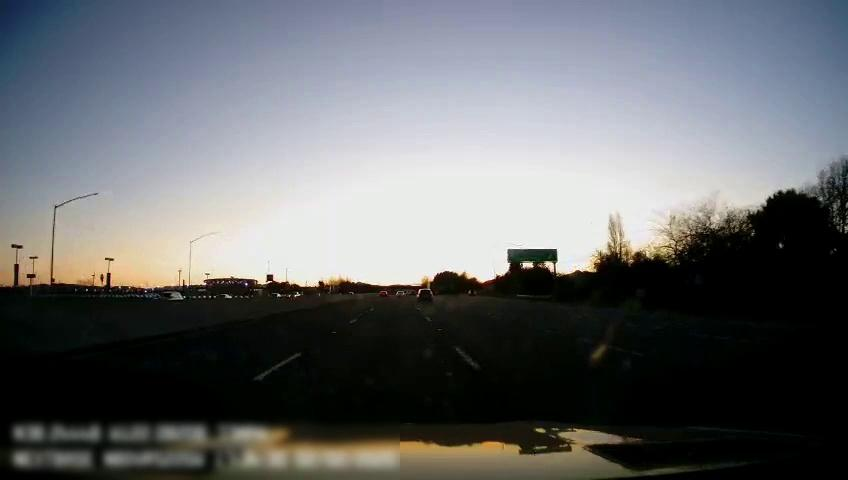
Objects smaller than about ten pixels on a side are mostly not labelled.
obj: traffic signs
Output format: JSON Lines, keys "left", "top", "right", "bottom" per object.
{"left": 508, "top": 248, "right": 558, "bottom": 263}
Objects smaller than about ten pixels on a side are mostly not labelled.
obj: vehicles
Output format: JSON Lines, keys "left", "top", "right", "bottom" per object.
{"left": 427, "top": 284, "right": 436, "bottom": 295}
{"left": 153, "top": 291, "right": 184, "bottom": 302}
{"left": 416, "top": 289, "right": 433, "bottom": 303}
{"left": 288, "top": 292, "right": 302, "bottom": 298}
{"left": 215, "top": 294, "right": 233, "bottom": 300}
{"left": 268, "top": 293, "right": 283, "bottom": 299}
